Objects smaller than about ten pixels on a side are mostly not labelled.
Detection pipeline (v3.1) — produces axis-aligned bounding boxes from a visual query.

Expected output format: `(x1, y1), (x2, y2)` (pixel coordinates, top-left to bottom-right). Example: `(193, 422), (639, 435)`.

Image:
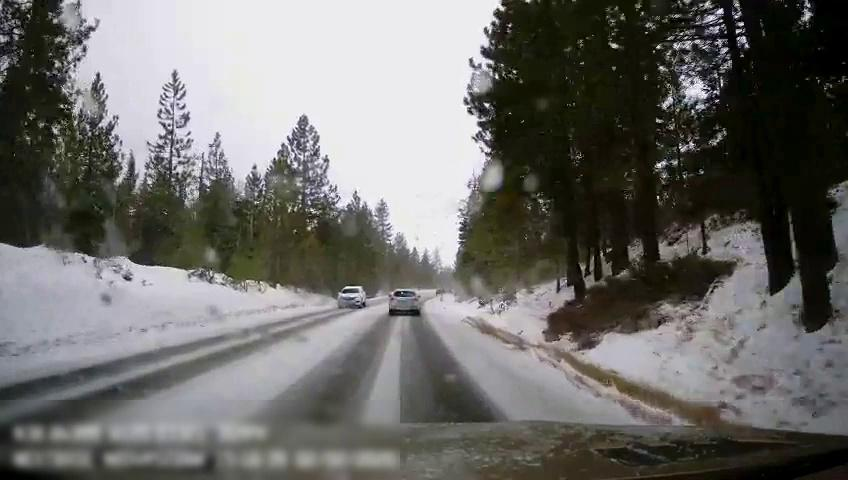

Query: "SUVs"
(337, 285), (367, 309)
(388, 288), (421, 316)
